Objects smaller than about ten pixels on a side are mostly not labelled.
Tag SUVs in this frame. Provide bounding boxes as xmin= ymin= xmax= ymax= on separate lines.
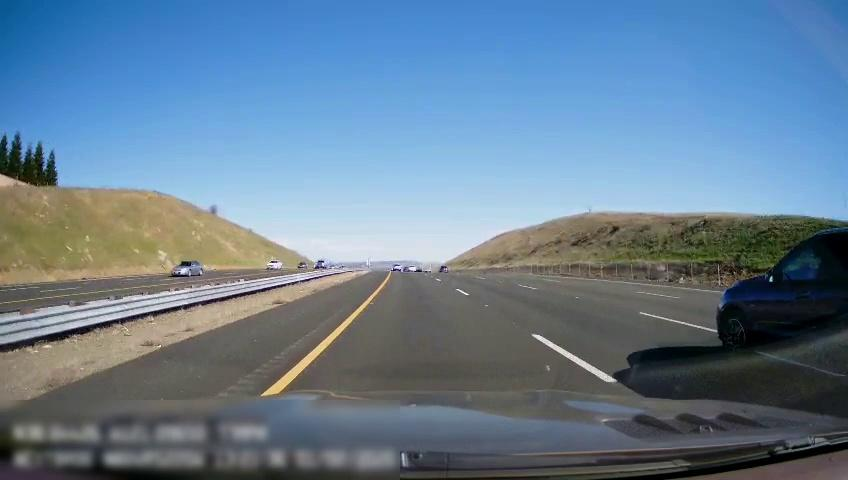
xmin=716 ymin=226 xmax=848 ymax=380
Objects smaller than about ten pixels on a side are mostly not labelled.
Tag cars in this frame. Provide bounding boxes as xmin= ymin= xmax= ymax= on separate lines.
xmin=266 ymin=259 xmax=284 ymax=271
xmin=170 ymin=259 xmax=204 ymax=277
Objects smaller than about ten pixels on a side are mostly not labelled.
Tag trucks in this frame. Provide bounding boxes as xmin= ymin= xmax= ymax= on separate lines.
xmin=315 ymin=260 xmax=325 ymax=269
